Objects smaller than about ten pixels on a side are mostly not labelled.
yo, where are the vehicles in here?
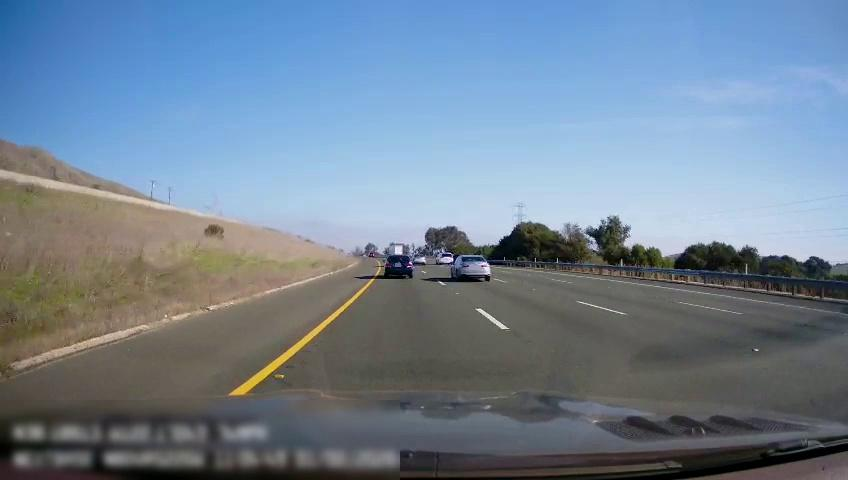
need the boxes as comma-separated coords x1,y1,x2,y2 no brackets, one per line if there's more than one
387,245,404,257
384,254,413,277
436,251,454,265
450,255,491,283
412,256,426,266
